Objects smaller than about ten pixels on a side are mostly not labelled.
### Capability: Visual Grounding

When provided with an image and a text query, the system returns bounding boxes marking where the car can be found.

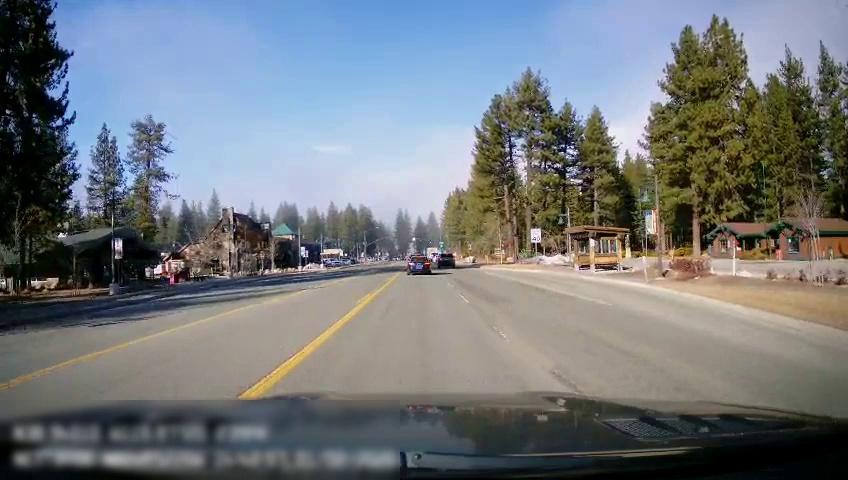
[408,254,431,274]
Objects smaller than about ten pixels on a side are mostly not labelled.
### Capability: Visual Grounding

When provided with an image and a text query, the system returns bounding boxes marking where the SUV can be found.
[437,253,455,268]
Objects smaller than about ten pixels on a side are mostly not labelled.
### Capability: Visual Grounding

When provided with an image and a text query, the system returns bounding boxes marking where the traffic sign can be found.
[530,228,542,244]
